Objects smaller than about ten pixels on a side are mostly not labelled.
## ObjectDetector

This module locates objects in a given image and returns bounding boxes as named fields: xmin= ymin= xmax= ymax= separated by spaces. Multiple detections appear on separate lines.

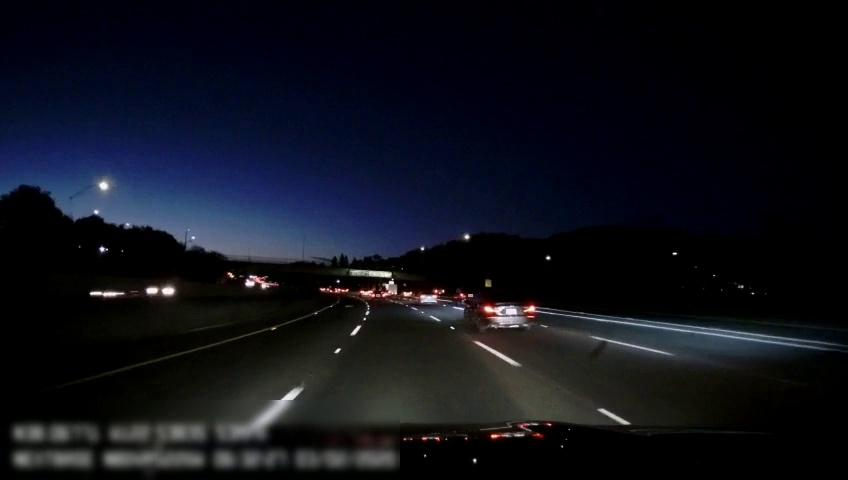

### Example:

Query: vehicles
xmin=417 ymin=291 xmax=437 ymax=305
xmin=452 ymin=287 xmax=477 ymax=306
xmin=464 ymin=290 xmax=536 ymax=332
xmin=146 ymin=282 xmax=182 ymax=297
xmin=385 ymin=284 xmax=397 ymax=294
xmin=89 ymin=286 xmax=132 ymax=299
